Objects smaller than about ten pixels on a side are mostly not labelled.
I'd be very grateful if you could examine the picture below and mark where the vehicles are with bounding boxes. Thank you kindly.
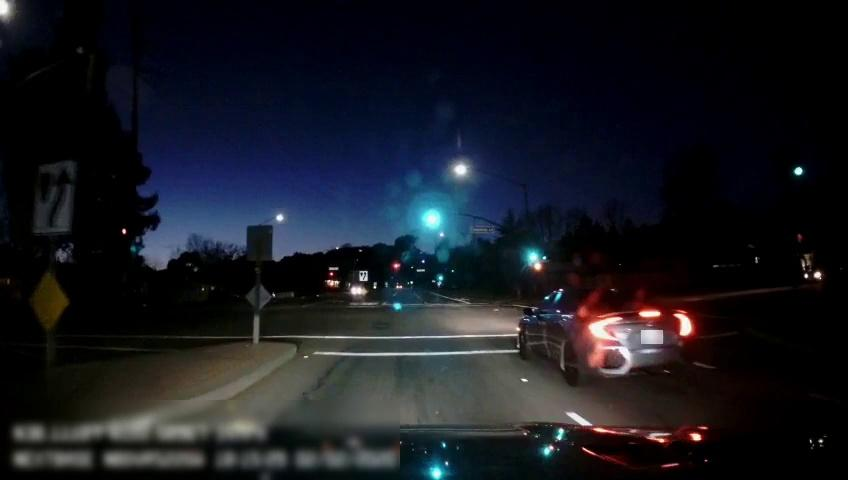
[803,265,829,283]
[517,286,694,389]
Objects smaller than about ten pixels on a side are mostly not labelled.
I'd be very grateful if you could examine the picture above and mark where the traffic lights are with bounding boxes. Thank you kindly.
[429,207,436,224]
[80,50,102,105]
[122,228,127,247]
[531,248,538,260]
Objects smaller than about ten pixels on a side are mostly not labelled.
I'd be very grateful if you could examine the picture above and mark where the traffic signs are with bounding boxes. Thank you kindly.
[28,270,70,332]
[30,159,75,234]
[358,270,368,282]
